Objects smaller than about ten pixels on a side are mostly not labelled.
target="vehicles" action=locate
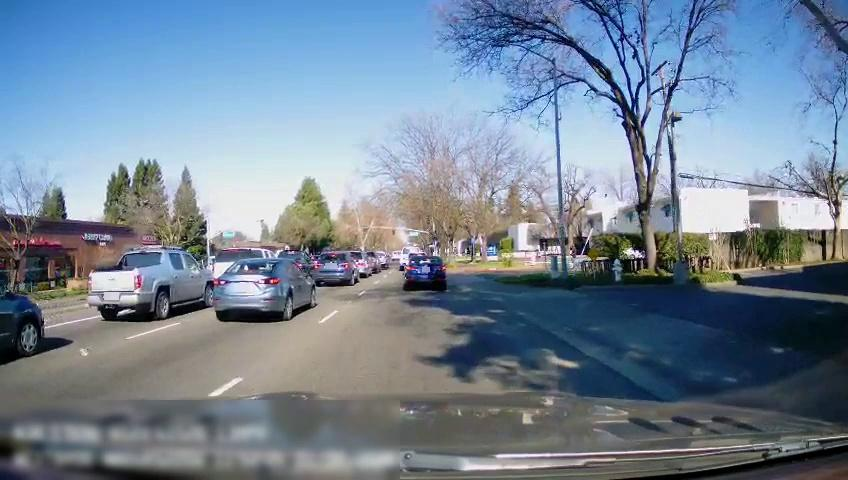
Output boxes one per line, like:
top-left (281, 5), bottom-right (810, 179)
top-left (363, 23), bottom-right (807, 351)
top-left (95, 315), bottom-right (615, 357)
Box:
top-left (366, 252), bottom-right (382, 275)
top-left (212, 257), bottom-right (321, 322)
top-left (0, 293), bottom-right (49, 358)
top-left (313, 251), bottom-right (361, 287)
top-left (347, 251), bottom-right (373, 279)
top-left (206, 247), bottom-right (277, 276)
top-left (407, 251), bottom-right (424, 259)
top-left (274, 249), bottom-right (319, 279)
top-left (404, 256), bottom-right (447, 290)
top-left (400, 246), bottom-right (422, 271)
top-left (88, 249), bottom-right (217, 322)
top-left (375, 252), bottom-right (386, 267)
